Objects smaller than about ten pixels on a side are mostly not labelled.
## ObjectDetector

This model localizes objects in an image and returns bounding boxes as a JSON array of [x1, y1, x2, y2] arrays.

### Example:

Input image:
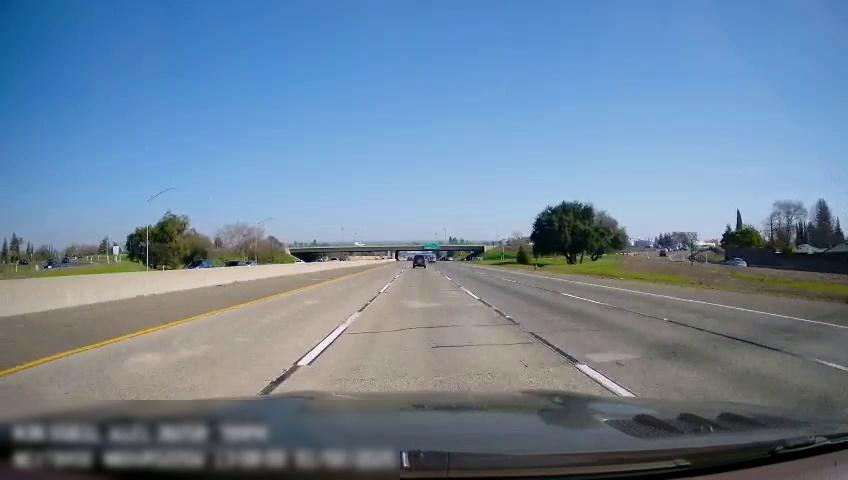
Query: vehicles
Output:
[[224, 260, 250, 267], [729, 258, 746, 267], [328, 256, 341, 262], [413, 255, 425, 268], [183, 258, 214, 269]]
